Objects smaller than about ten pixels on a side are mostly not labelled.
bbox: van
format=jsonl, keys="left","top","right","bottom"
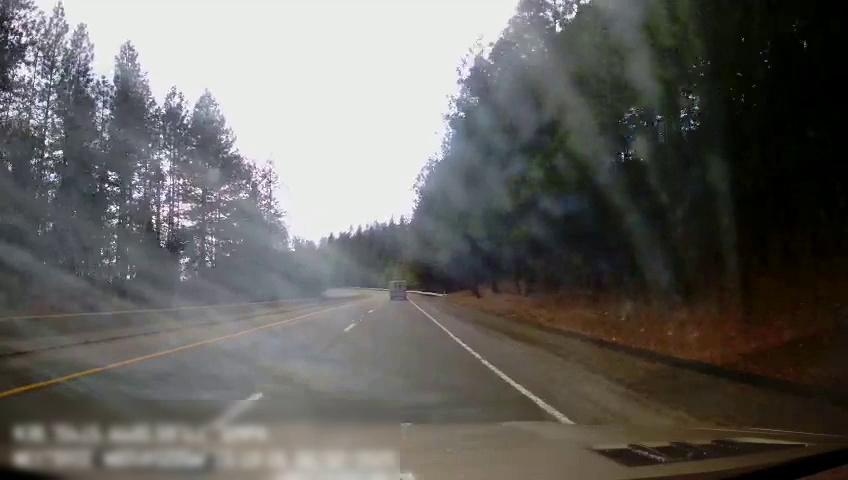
{"left": 389, "top": 280, "right": 407, "bottom": 301}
